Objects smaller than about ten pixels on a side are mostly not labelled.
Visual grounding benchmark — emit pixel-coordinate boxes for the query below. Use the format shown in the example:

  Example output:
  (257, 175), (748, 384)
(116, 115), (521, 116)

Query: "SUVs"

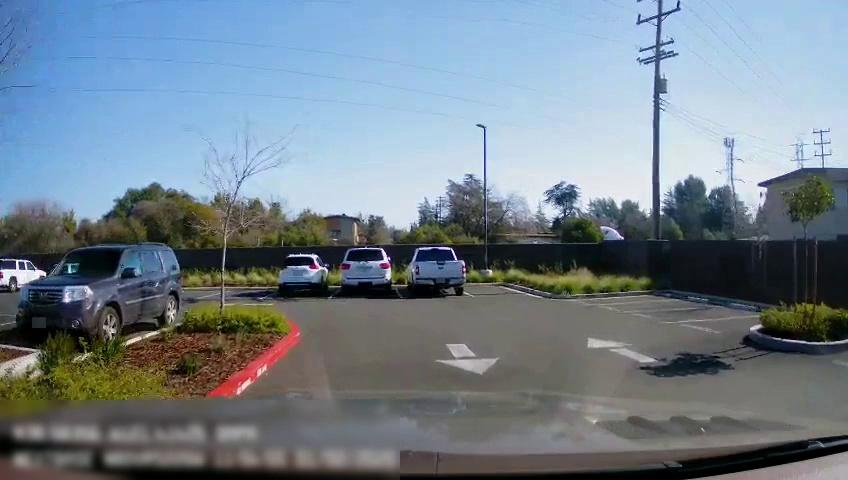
(16, 241), (186, 346)
(0, 258), (47, 293)
(278, 253), (330, 296)
(341, 247), (392, 296)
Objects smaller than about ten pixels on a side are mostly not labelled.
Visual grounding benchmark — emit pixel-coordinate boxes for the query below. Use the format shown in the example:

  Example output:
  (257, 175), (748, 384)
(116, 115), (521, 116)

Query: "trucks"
(406, 247), (466, 297)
